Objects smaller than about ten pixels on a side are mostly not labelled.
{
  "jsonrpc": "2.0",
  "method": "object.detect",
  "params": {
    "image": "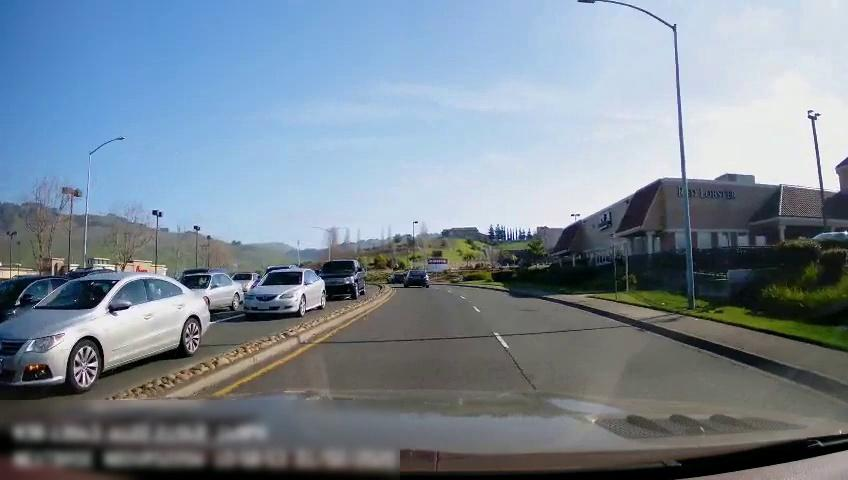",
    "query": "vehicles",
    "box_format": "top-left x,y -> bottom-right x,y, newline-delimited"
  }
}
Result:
237,268 -> 327,317
0,270 -> 211,393
402,268 -> 432,289
386,271 -> 408,284
313,258 -> 369,300
264,265 -> 290,274
178,272 -> 247,312
0,272 -> 76,331
228,271 -> 263,301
